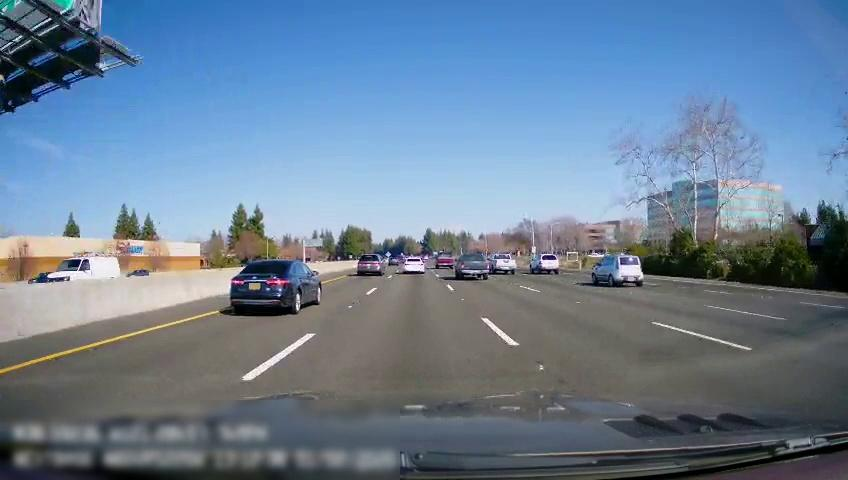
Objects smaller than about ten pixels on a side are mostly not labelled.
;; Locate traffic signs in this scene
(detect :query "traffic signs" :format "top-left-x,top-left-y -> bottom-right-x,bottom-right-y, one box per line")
0,0 -> 73,42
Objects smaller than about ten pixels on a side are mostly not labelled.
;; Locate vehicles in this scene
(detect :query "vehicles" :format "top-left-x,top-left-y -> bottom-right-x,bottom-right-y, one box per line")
454,254 -> 490,281
528,253 -> 560,275
402,256 -> 425,275
27,272 -> 51,284
357,253 -> 385,276
486,253 -> 518,276
125,269 -> 151,279
229,258 -> 323,316
388,258 -> 399,267
434,250 -> 455,270
591,254 -> 644,288
44,255 -> 120,283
